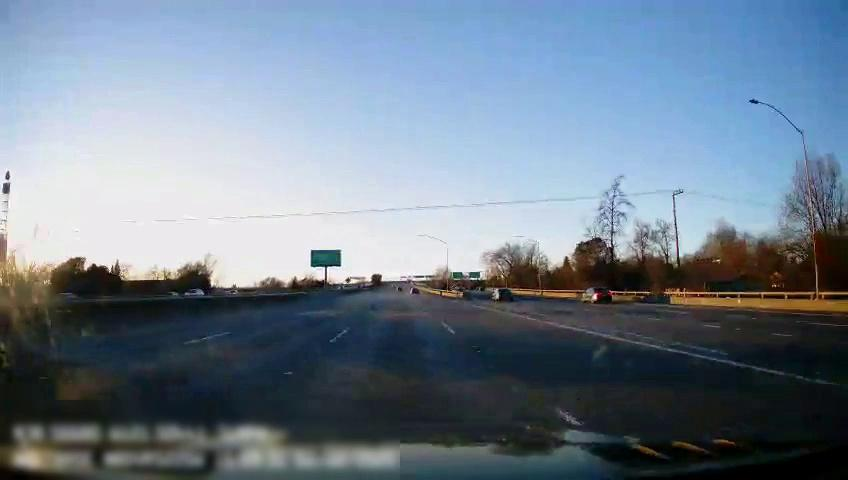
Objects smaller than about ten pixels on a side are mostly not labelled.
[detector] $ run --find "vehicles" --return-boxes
[492,288,513,302]
[184,288,204,296]
[410,287,420,295]
[581,287,613,304]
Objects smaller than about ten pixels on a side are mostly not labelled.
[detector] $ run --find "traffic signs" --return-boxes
[453,272,464,279]
[469,271,481,278]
